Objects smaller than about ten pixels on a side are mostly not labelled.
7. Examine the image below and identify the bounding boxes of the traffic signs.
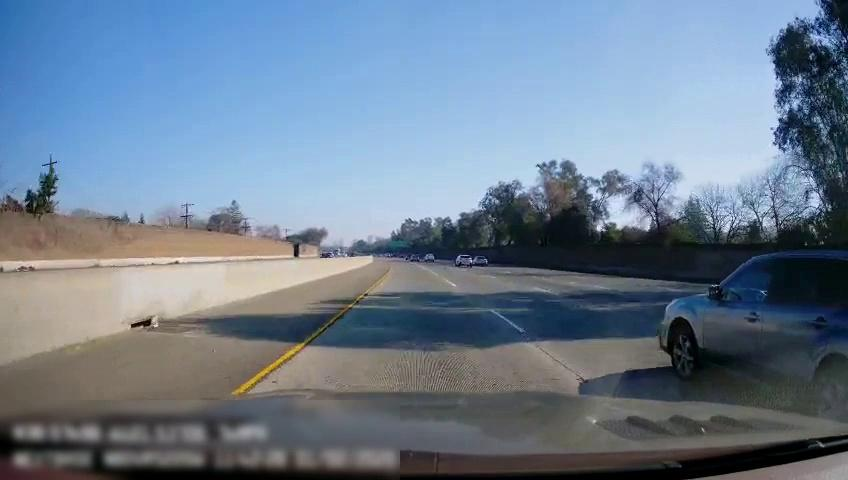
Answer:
[391,240,409,248]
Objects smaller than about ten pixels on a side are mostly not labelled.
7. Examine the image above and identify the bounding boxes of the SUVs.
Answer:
[659,242,848,423]
[424,254,436,263]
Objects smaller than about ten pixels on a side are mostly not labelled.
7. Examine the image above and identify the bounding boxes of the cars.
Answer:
[455,255,473,267]
[472,255,488,267]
